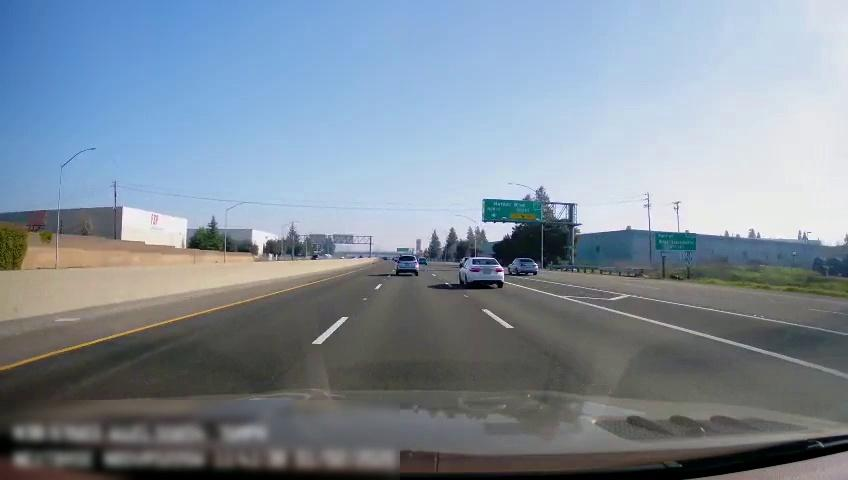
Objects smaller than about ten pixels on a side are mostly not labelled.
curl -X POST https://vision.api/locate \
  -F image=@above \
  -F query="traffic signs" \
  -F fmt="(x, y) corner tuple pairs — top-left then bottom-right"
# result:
(309, 234), (327, 243)
(482, 197), (544, 222)
(654, 231), (697, 252)
(332, 233), (354, 245)
(397, 247), (410, 253)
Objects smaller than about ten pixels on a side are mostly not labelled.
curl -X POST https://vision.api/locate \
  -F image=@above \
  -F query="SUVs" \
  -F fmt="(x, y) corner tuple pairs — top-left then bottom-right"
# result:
(395, 256), (419, 276)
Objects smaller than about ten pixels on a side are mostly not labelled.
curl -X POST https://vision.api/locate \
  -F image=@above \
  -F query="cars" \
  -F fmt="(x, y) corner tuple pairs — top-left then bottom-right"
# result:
(457, 256), (505, 289)
(508, 258), (538, 276)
